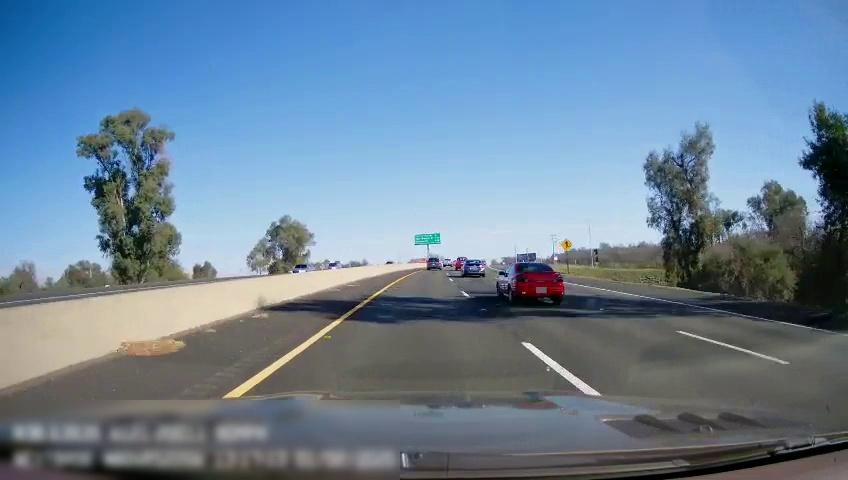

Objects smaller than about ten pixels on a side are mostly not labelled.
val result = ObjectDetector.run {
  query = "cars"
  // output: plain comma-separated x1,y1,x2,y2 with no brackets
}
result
461,259,486,278
290,263,313,274
495,261,567,306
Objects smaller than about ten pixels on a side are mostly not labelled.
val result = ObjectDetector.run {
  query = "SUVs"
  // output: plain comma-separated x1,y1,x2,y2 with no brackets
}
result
454,257,469,271
426,258,442,272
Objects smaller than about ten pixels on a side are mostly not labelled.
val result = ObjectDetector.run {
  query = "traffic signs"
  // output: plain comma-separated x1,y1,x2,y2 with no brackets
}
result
560,238,572,251
414,233,441,245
